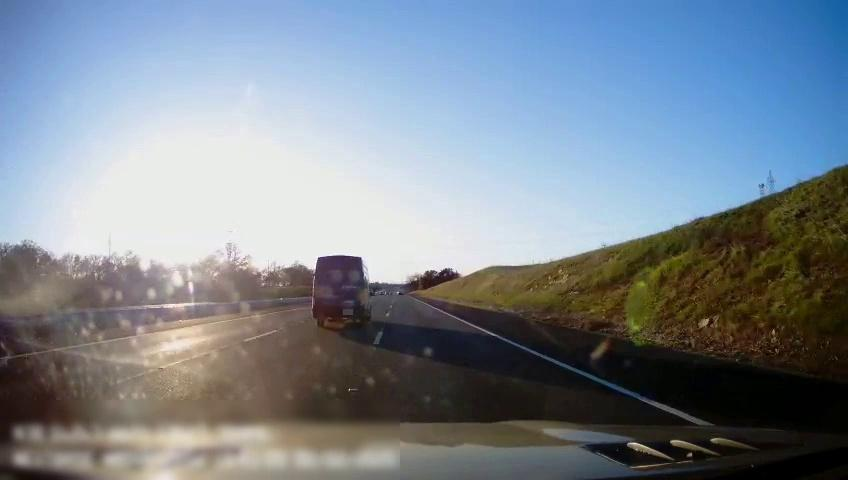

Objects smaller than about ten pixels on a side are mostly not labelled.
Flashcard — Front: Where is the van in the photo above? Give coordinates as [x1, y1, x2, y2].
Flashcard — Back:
[312, 254, 372, 330]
